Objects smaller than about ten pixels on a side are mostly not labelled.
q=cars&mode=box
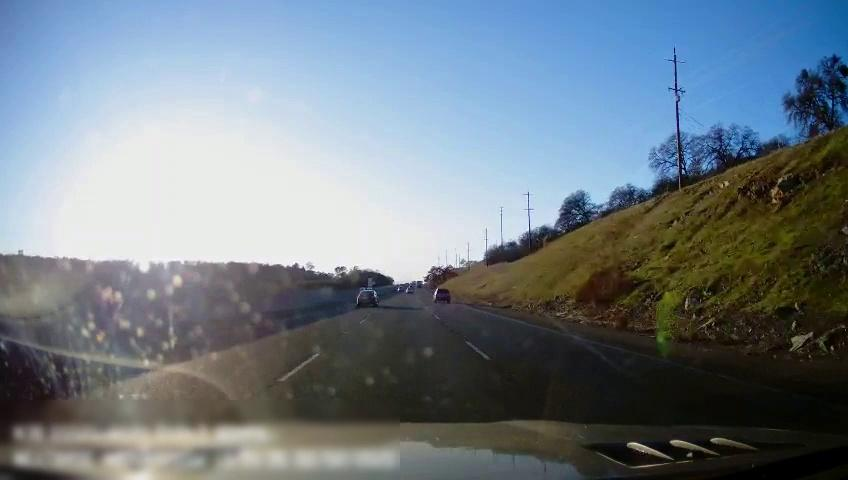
[356,289,379,307]
[433,288,451,304]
